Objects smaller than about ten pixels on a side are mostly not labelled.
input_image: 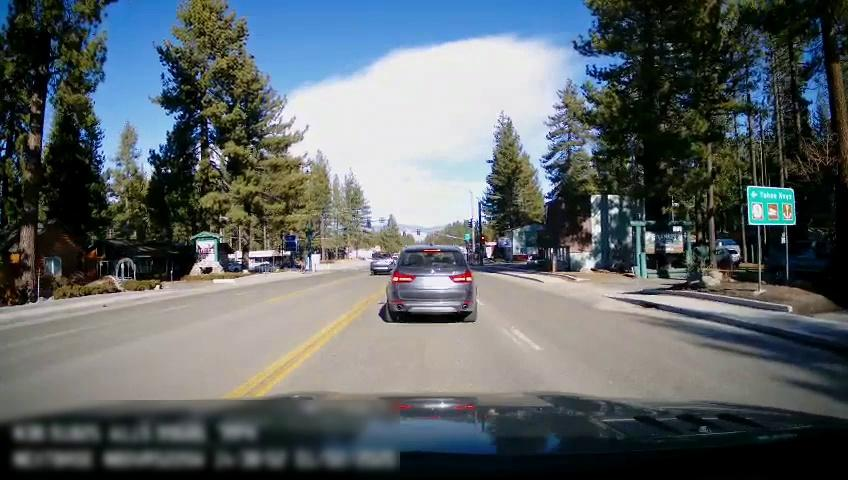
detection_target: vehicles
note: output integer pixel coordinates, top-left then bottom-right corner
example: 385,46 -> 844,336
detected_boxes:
694,239 -> 743,266
368,252 -> 395,275
387,246 -> 475,323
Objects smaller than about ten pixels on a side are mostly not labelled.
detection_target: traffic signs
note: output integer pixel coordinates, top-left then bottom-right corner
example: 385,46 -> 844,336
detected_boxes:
744,186 -> 798,227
